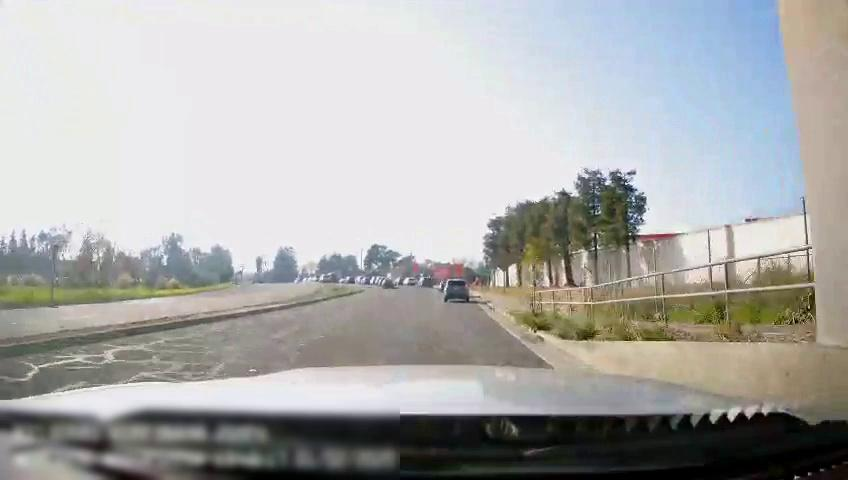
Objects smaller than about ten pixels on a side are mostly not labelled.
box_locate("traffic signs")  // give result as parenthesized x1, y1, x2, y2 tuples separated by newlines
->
(478, 266, 491, 276)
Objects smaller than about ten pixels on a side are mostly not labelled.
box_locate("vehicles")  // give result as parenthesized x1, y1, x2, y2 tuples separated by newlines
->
(381, 277, 395, 289)
(393, 275, 407, 286)
(439, 280, 448, 292)
(418, 276, 434, 288)
(443, 278, 470, 303)
(402, 276, 417, 286)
